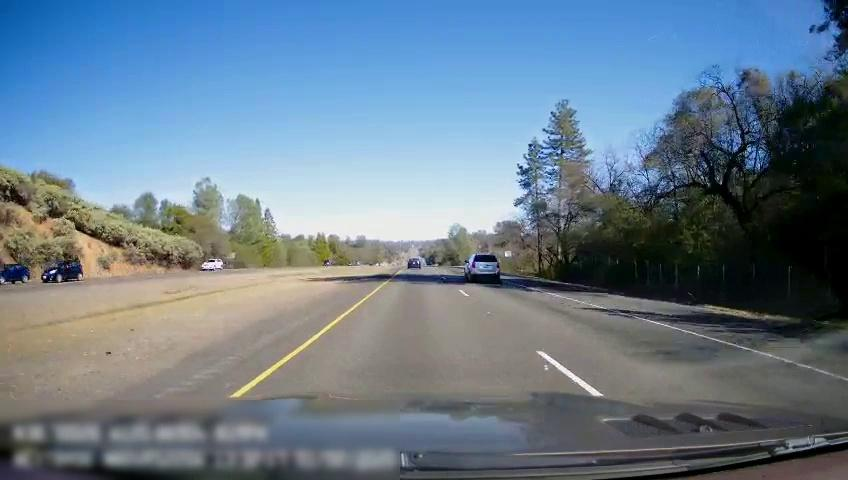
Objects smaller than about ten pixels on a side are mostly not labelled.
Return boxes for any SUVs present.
[464,253,501,283]
[200,258,225,272]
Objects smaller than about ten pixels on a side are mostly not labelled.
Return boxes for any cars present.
[0,264,32,285]
[41,259,85,283]
[408,259,421,270]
